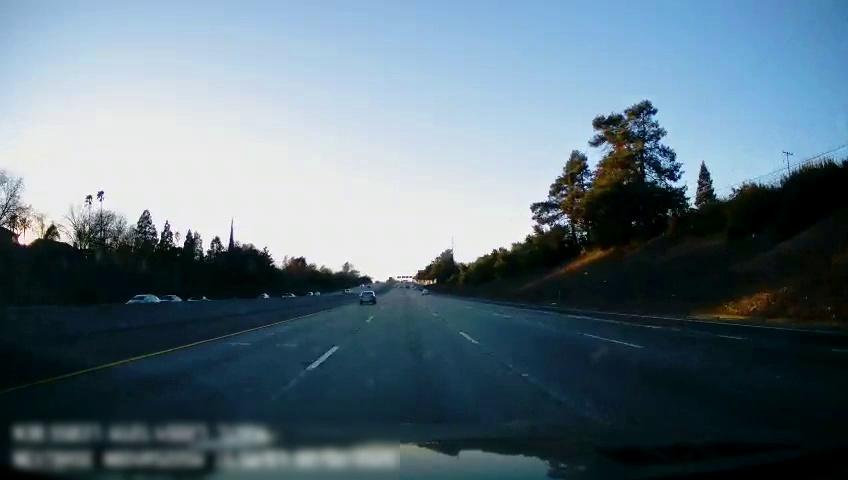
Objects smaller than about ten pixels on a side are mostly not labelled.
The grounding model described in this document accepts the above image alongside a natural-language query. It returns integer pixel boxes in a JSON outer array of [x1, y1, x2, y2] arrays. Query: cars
[[187, 294, 210, 302], [160, 294, 183, 303], [127, 294, 159, 305], [359, 290, 378, 305]]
